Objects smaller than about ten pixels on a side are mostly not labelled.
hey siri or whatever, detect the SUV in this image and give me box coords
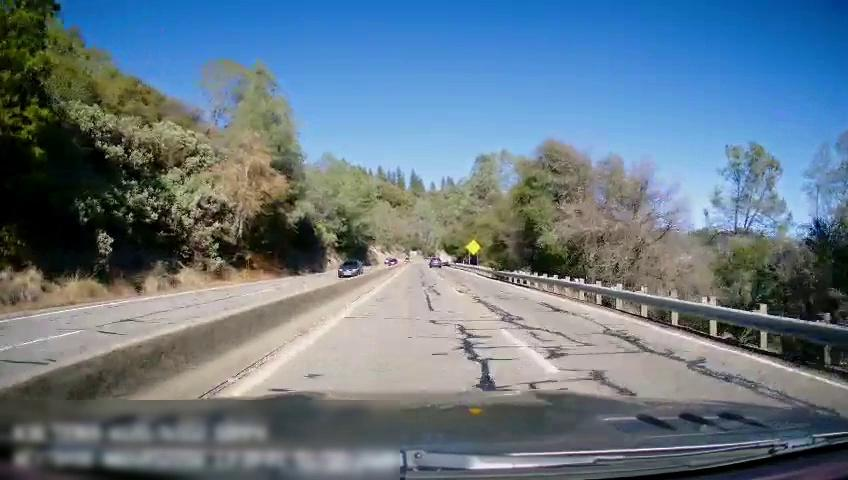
[429,256,442,268]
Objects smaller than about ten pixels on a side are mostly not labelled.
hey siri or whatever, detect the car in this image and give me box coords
[337,261,361,278]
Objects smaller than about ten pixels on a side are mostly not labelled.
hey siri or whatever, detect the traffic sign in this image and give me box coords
[464,239,482,255]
